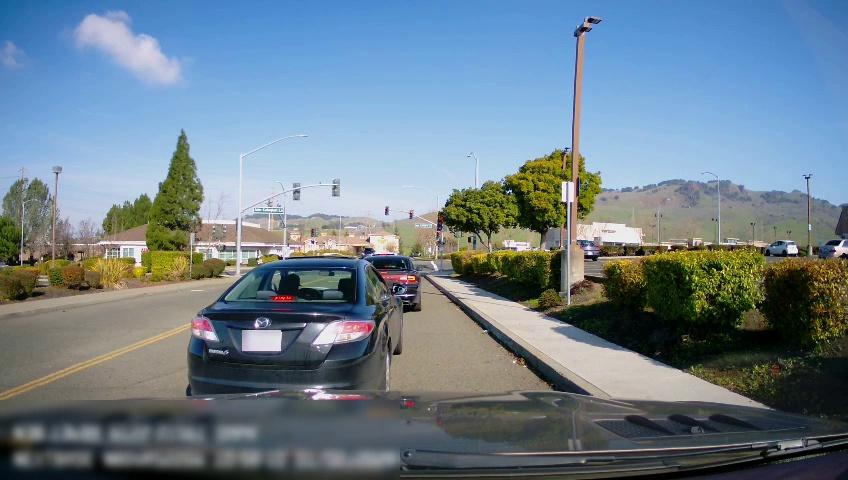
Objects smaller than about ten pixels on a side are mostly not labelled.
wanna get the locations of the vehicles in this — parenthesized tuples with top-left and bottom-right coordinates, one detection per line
(184, 255, 405, 396)
(764, 239, 799, 256)
(817, 237, 848, 270)
(577, 237, 602, 260)
(367, 255, 424, 311)
(361, 245, 374, 255)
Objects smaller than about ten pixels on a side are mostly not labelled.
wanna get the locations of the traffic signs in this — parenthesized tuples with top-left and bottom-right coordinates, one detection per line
(254, 205, 285, 216)
(417, 222, 433, 229)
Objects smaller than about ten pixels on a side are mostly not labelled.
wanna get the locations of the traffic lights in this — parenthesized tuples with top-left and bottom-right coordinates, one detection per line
(291, 183, 300, 201)
(331, 179, 340, 196)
